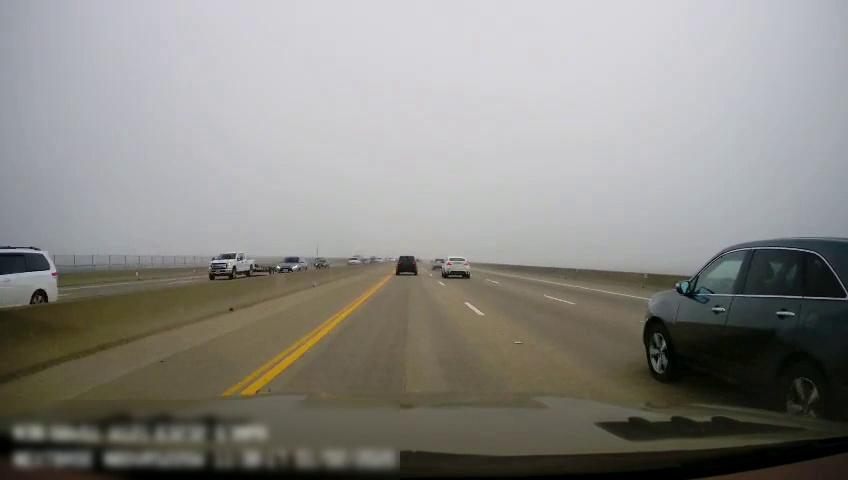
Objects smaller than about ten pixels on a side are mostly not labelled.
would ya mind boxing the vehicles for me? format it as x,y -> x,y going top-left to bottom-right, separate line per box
431,257 -> 446,271
347,256 -> 362,266
252,264 -> 281,276
314,259 -> 330,270
441,256 -> 471,279
396,255 -> 420,276
0,245 -> 59,309
639,234 -> 848,425
207,251 -> 256,281
275,256 -> 309,276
